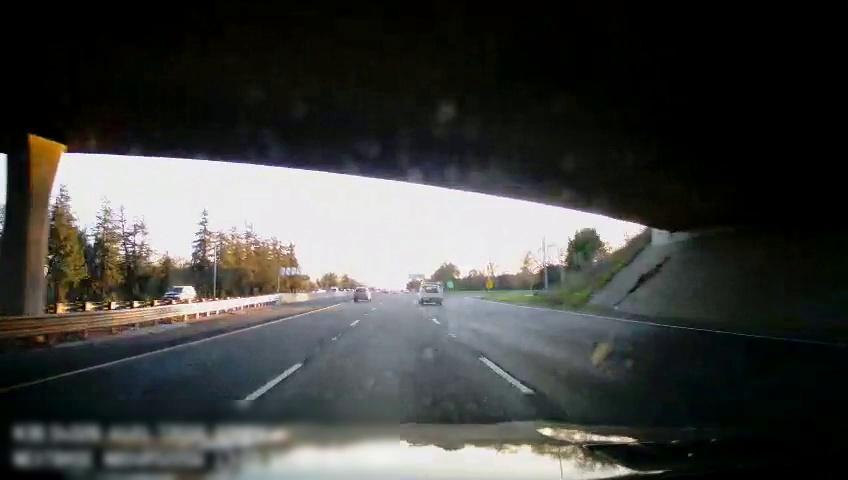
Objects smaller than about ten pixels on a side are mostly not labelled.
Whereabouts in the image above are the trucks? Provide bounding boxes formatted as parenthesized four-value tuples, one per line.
(418, 282, 444, 305)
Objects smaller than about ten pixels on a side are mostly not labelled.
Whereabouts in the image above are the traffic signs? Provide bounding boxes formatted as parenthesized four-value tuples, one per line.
(485, 280, 496, 289)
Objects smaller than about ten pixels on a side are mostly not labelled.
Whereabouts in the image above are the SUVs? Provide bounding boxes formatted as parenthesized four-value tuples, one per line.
(353, 286, 373, 303)
(162, 285, 196, 303)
